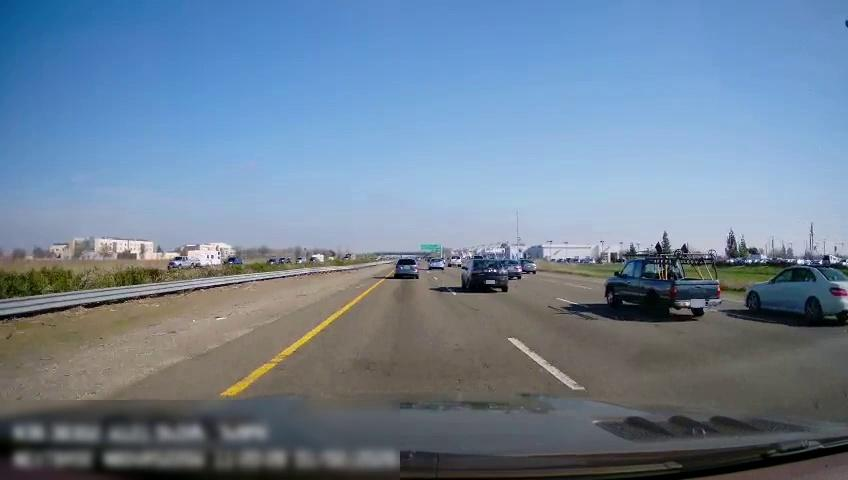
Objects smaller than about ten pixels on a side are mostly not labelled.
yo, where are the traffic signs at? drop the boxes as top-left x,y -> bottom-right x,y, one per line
420,243 -> 441,251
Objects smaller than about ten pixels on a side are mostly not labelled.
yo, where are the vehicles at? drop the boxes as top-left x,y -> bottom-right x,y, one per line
446,255 -> 462,268
167,247 -> 221,271
277,257 -> 291,265
295,256 -> 307,265
498,259 -> 522,280
428,257 -> 445,271
461,258 -> 509,293
223,256 -> 244,266
394,258 -> 419,279
341,253 -> 357,261
471,255 -> 484,260
266,256 -> 280,265
604,242 -> 722,319
744,265 -> 848,327
308,254 -> 325,264
519,258 -> 537,275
